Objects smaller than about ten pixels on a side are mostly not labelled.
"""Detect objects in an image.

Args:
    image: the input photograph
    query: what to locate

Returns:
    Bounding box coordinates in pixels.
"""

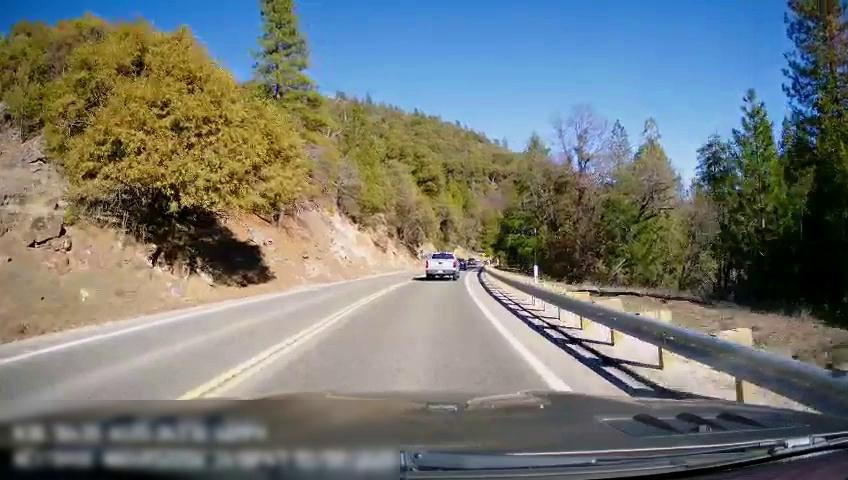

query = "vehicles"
[459,256,467,271]
[425,251,460,281]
